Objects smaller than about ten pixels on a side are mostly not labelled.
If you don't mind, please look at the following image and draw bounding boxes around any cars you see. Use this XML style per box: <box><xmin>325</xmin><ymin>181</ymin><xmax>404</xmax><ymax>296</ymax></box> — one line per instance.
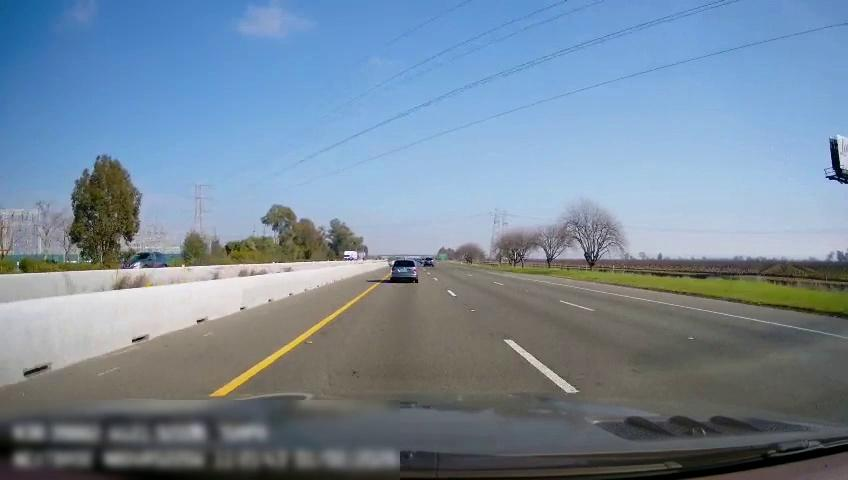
<box><xmin>389</xmin><ymin>260</ymin><xmax>419</xmax><ymax>283</ymax></box>
<box><xmin>120</xmin><ymin>251</ymin><xmax>169</xmax><ymax>270</ymax></box>
<box><xmin>423</xmin><ymin>256</ymin><xmax>435</xmax><ymax>267</ymax></box>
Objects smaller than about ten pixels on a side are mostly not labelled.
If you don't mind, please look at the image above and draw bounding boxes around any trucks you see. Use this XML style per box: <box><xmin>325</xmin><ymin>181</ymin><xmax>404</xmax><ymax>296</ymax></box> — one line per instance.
<box><xmin>343</xmin><ymin>250</ymin><xmax>358</xmax><ymax>261</ymax></box>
